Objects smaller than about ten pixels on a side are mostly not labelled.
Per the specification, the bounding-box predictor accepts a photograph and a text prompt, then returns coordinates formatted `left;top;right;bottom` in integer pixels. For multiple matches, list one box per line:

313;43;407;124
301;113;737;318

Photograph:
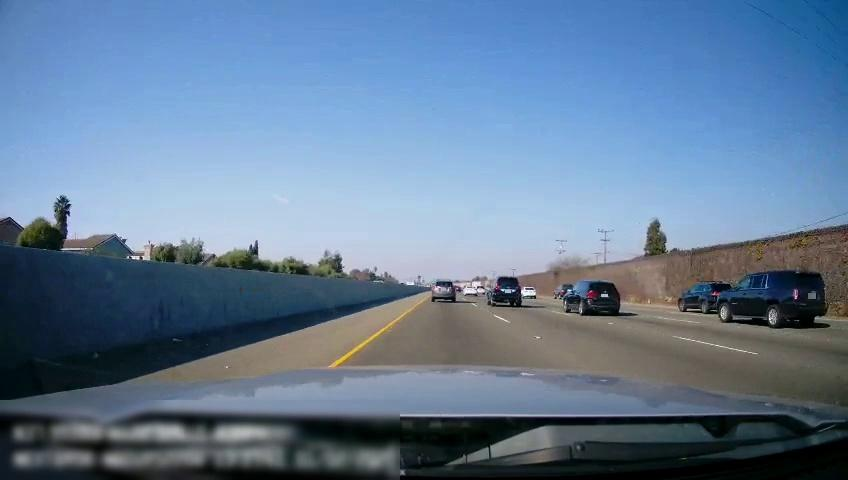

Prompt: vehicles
487;276;522;307
563;279;621;317
462;285;478;297
372;278;386;285
553;283;574;300
677;280;732;315
520;286;537;299
431;280;456;303
475;285;486;295
715;269;827;330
